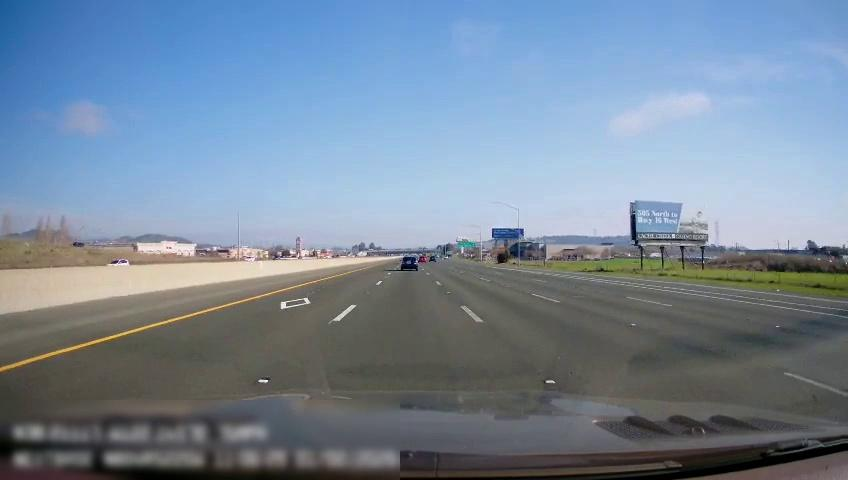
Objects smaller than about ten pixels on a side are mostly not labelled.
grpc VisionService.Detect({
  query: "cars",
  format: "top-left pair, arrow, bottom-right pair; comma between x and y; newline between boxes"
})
243,255 -> 256,262
400,257 -> 418,271
106,258 -> 130,267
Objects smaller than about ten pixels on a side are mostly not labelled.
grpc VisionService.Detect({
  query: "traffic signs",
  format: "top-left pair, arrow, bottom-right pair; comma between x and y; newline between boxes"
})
458,241 -> 478,250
